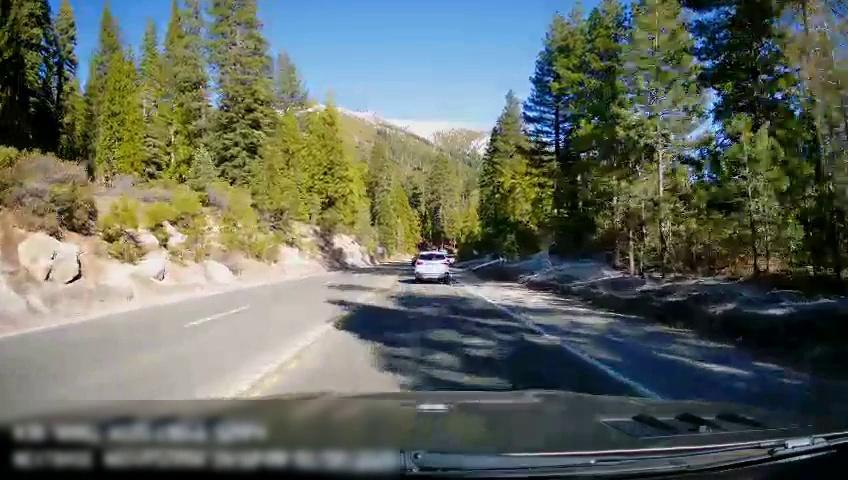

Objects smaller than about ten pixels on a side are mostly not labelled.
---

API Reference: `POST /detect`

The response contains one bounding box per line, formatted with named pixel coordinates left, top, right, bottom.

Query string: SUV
left=413, top=251, right=451, bottom=286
